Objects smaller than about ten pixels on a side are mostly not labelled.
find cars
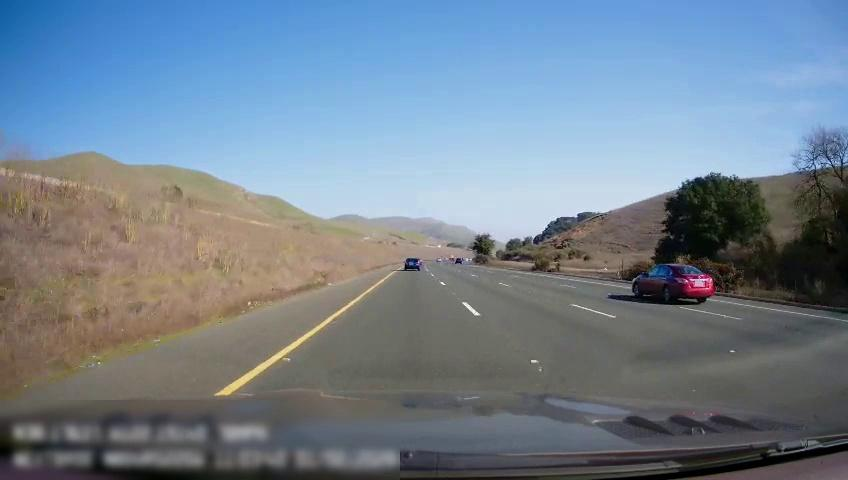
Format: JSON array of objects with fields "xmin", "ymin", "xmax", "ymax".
[
  {"xmin": 404, "ymin": 257, "xmax": 421, "ymax": 271},
  {"xmin": 630, "ymin": 263, "xmax": 715, "ymax": 303}
]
